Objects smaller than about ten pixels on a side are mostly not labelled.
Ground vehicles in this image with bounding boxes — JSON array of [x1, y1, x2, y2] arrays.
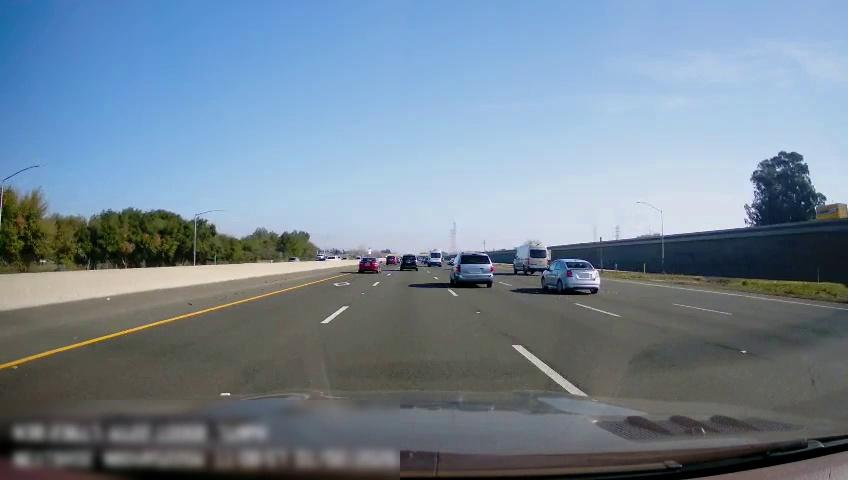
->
[[287, 256, 301, 263], [807, 202, 848, 223], [545, 248, 552, 266], [512, 245, 548, 276], [427, 249, 442, 268], [540, 257, 602, 295], [448, 252, 495, 289], [399, 255, 419, 272], [325, 255, 342, 261], [358, 257, 383, 274], [385, 255, 399, 266], [314, 249, 333, 261]]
